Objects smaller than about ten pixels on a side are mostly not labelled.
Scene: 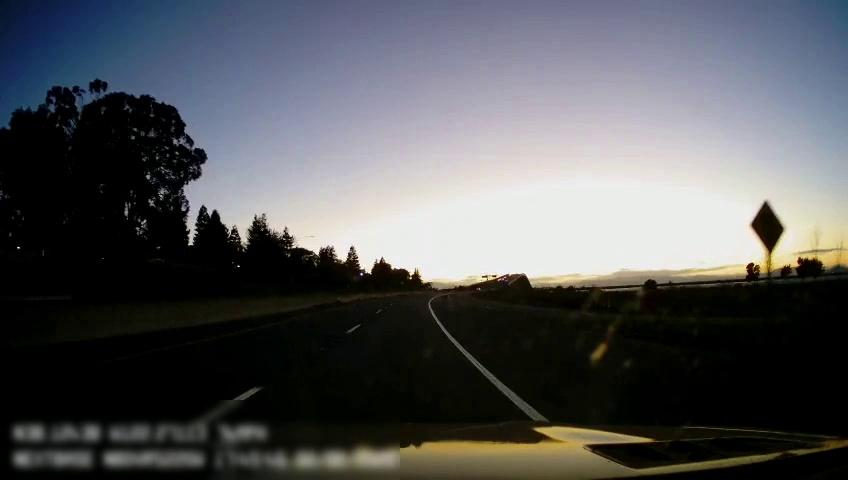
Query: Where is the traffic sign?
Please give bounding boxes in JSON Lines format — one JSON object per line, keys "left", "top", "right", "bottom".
{"left": 750, "top": 200, "right": 785, "bottom": 255}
